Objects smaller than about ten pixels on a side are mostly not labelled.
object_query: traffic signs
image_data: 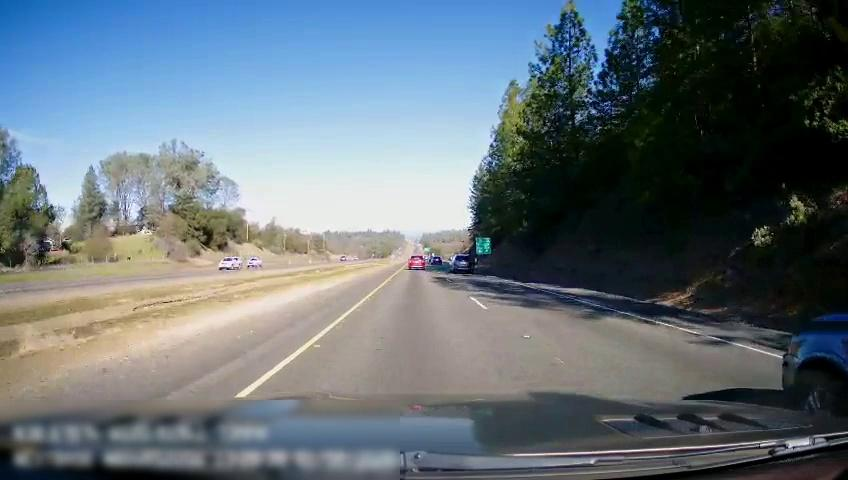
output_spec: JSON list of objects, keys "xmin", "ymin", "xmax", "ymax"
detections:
[{"xmin": 476, "ymin": 236, "xmax": 492, "ymax": 256}]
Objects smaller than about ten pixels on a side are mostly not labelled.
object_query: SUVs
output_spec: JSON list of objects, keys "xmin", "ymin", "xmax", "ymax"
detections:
[
  {"xmin": 449, "ymin": 253, "xmax": 475, "ymax": 275},
  {"xmin": 430, "ymin": 255, "xmax": 443, "ymax": 266},
  {"xmin": 407, "ymin": 254, "xmax": 427, "ymax": 272},
  {"xmin": 218, "ymin": 257, "xmax": 243, "ymax": 272},
  {"xmin": 780, "ymin": 310, "xmax": 848, "ymax": 419}
]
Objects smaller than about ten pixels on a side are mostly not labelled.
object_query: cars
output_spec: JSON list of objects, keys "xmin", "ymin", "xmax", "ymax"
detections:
[{"xmin": 247, "ymin": 257, "xmax": 263, "ymax": 268}]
